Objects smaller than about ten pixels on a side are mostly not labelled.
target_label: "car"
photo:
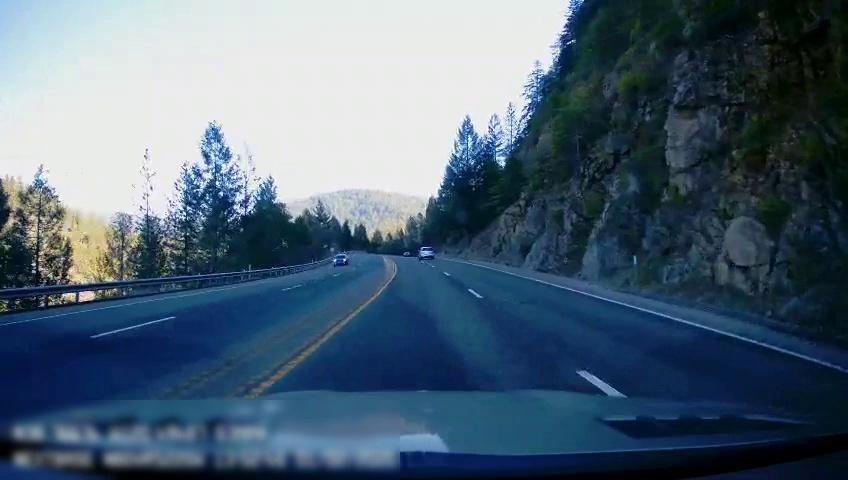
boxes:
[333,253,350,267]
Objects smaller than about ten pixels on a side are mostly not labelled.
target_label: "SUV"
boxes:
[418,246,435,261]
